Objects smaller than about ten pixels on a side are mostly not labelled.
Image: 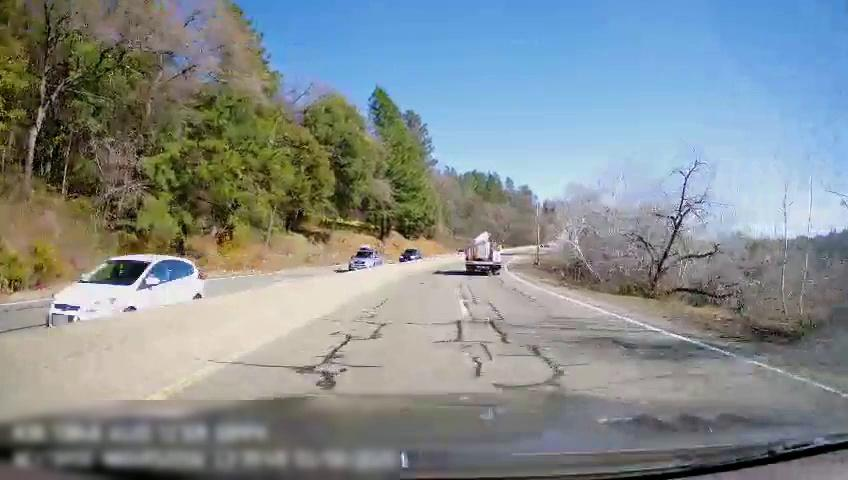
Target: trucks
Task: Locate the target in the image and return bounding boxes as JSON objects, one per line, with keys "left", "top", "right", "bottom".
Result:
{"left": 465, "top": 232, "right": 504, "bottom": 274}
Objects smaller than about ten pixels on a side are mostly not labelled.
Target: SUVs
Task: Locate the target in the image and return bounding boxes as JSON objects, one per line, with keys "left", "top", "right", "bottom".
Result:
{"left": 347, "top": 245, "right": 385, "bottom": 272}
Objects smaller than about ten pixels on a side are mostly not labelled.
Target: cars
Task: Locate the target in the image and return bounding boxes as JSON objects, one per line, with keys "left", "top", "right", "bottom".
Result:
{"left": 398, "top": 248, "right": 423, "bottom": 264}
{"left": 47, "top": 253, "right": 207, "bottom": 329}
